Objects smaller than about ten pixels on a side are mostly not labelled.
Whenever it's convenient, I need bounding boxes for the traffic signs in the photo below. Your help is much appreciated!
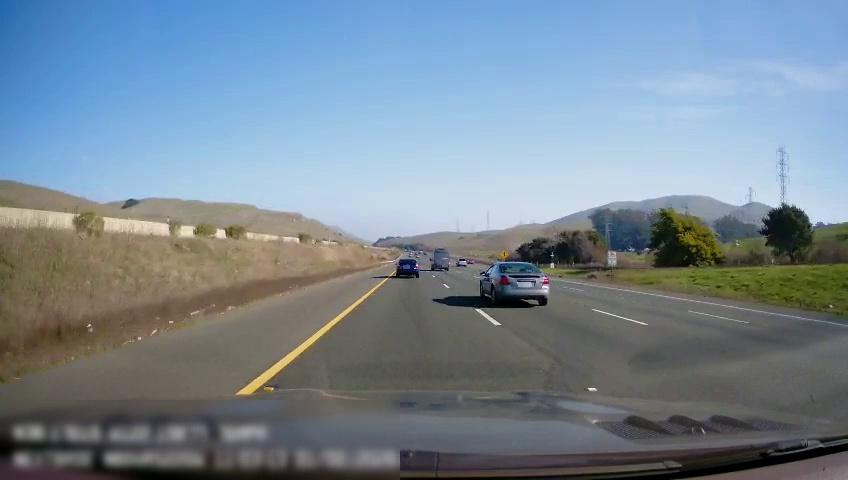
[500,249,510,260]
[607,250,617,267]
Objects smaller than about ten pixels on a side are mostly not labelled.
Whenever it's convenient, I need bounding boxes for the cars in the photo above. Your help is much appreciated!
[456,257,467,267]
[479,261,550,306]
[394,257,420,279]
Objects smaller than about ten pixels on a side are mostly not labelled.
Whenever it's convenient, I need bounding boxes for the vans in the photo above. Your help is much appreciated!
[429,249,450,272]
